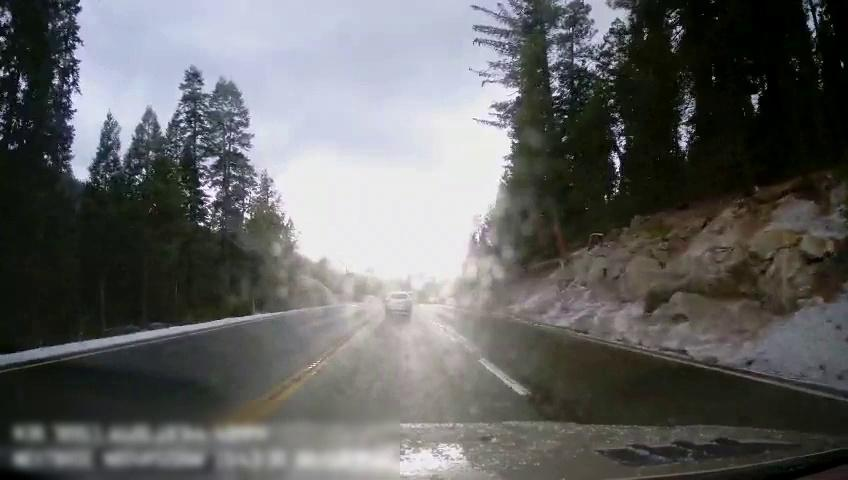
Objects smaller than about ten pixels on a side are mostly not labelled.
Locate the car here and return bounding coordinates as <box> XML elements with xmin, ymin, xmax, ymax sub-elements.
<box><xmin>385</xmin><ymin>292</ymin><xmax>413</xmax><ymax>314</ymax></box>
